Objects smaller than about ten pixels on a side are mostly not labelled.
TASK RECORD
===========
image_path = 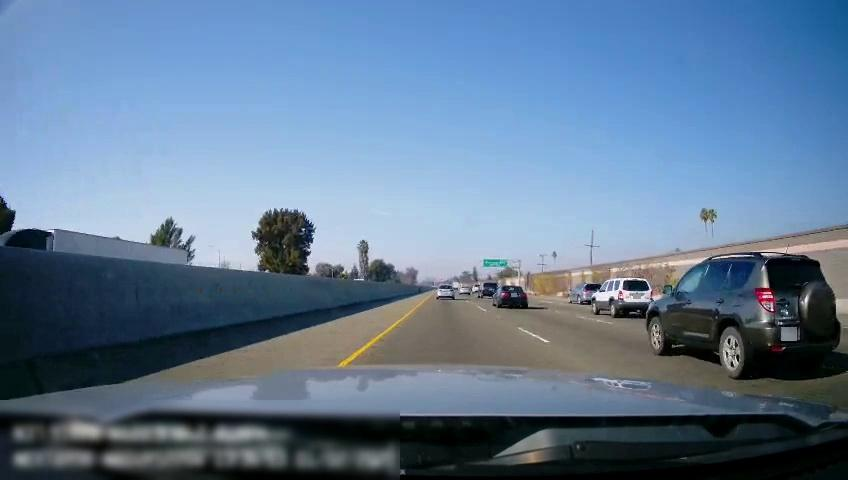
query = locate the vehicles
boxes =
[477,282,500,298]
[492,285,528,308]
[591,278,654,318]
[459,286,471,295]
[472,285,481,294]
[436,284,455,300]
[0,228,185,273]
[645,250,842,381]
[568,283,603,304]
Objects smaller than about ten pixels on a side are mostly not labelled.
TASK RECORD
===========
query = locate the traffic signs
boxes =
[483,258,509,269]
